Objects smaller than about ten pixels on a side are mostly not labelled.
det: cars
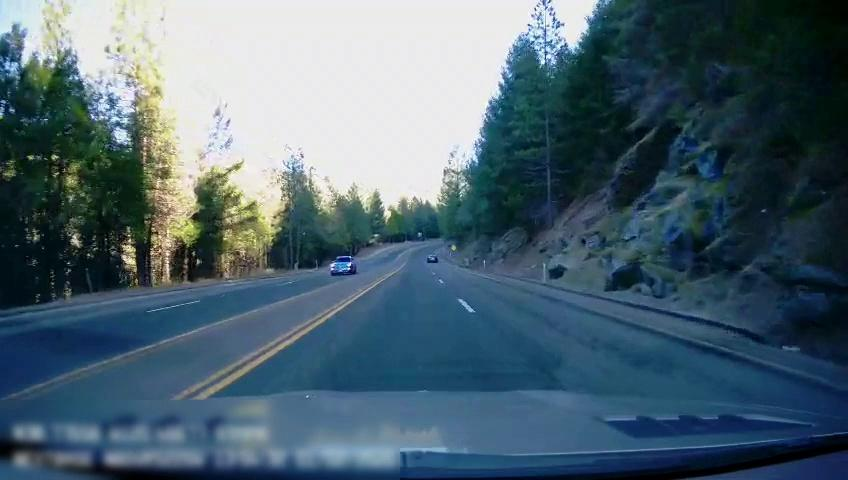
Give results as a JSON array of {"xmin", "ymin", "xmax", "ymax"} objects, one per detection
[
  {"xmin": 330, "ymin": 256, "xmax": 356, "ymax": 275},
  {"xmin": 427, "ymin": 253, "xmax": 439, "ymax": 263}
]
